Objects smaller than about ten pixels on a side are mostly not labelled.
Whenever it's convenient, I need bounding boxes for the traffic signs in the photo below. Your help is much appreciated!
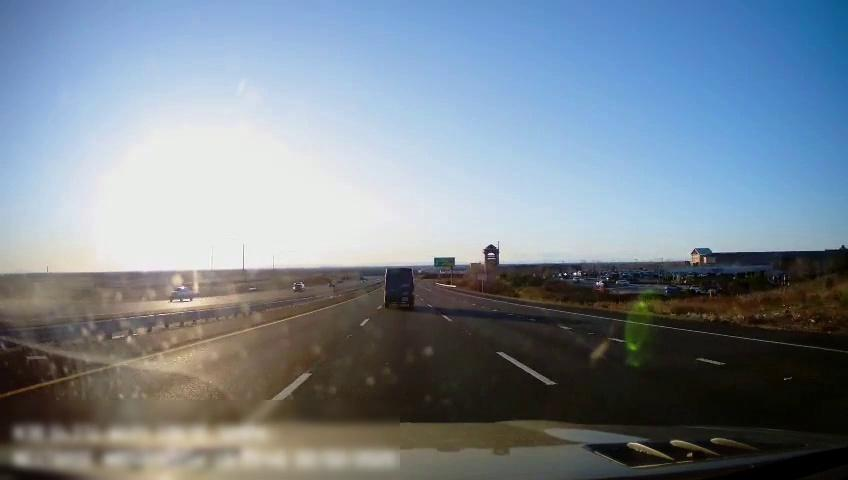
[433,257,455,267]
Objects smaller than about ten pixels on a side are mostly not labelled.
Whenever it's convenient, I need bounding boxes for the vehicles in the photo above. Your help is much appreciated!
[664,285,682,293]
[695,288,709,296]
[168,286,195,302]
[385,268,414,308]
[688,285,701,293]
[615,279,629,286]
[292,281,305,293]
